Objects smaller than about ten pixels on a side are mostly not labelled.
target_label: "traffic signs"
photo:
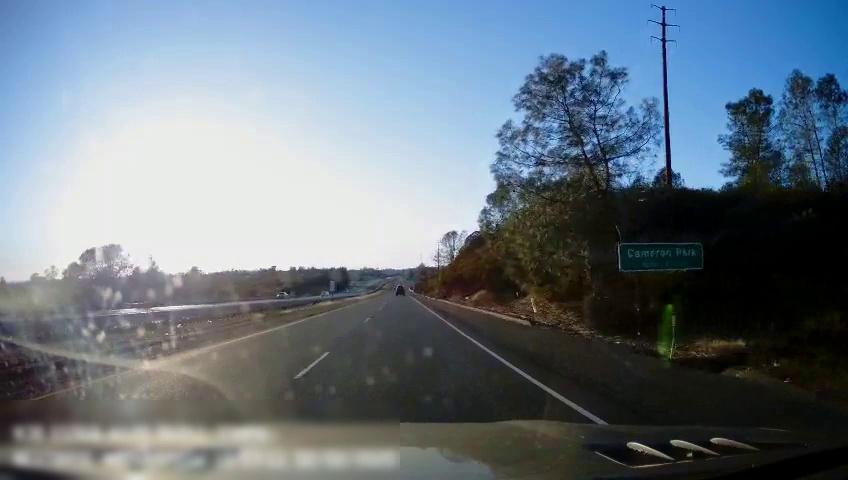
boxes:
[618,242,703,273]
[330,281,335,292]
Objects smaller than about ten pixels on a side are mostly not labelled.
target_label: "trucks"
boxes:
[276,292,289,300]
